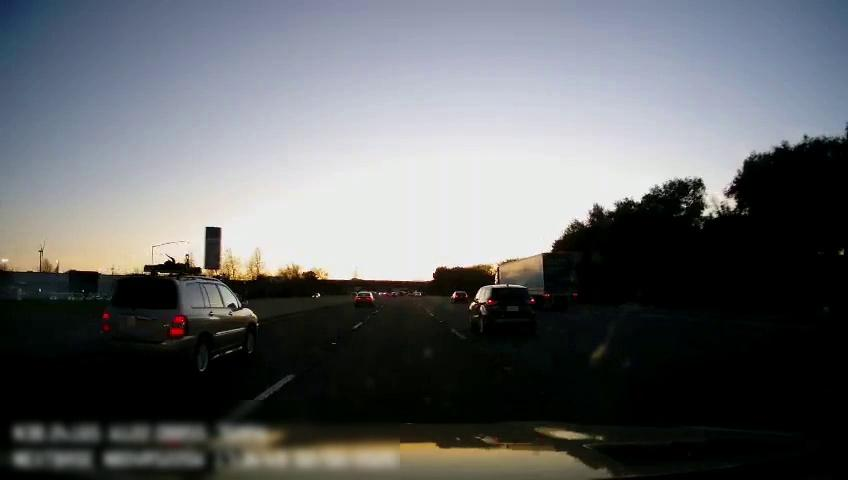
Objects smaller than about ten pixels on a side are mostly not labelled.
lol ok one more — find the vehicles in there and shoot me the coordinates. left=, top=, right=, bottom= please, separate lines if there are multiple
left=353, top=292, right=374, bottom=308
left=311, top=292, right=321, bottom=298
left=102, top=273, right=260, bottom=377
left=493, top=252, right=578, bottom=310
left=450, top=291, right=468, bottom=303
left=468, top=284, right=537, bottom=336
